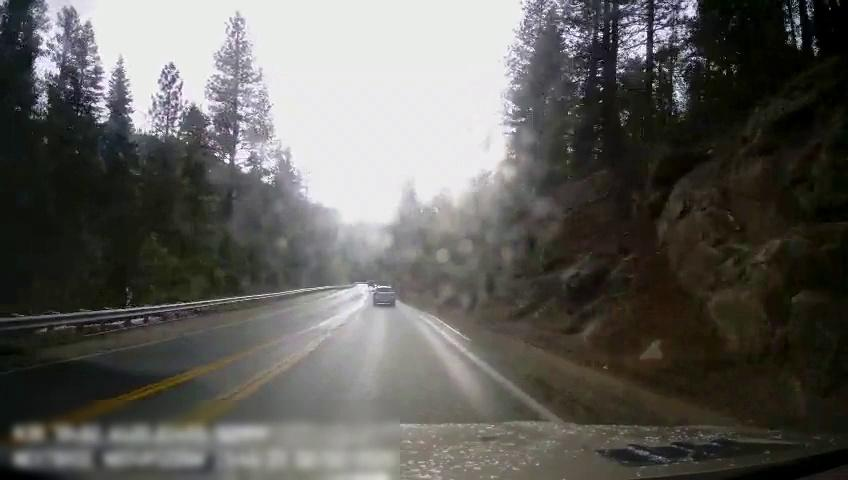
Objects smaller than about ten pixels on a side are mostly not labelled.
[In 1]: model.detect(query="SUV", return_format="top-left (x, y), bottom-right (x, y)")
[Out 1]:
top-left (372, 285), bottom-right (397, 306)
